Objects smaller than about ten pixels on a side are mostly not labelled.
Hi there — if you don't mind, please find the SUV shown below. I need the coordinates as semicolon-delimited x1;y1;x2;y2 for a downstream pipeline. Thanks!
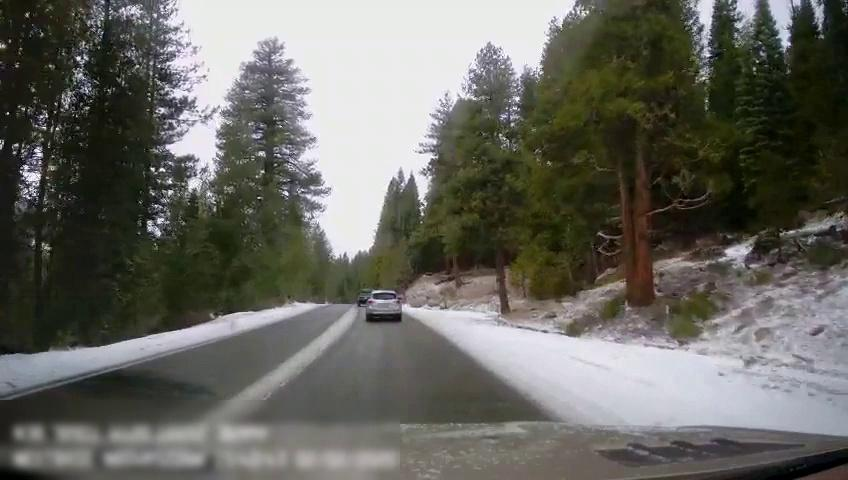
365;290;402;321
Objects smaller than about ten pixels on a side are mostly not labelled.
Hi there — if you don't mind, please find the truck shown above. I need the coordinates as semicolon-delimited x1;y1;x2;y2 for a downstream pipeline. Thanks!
357;290;373;307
